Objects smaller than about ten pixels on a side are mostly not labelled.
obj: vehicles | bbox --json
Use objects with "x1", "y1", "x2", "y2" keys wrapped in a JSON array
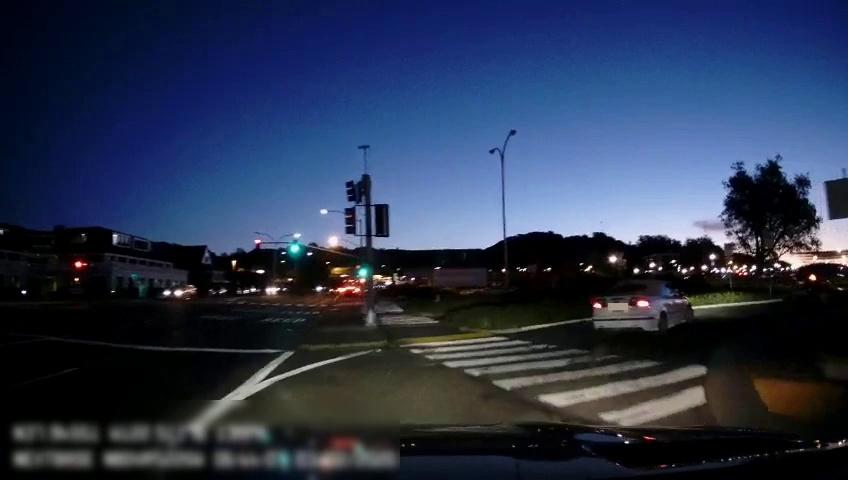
[
  {"x1": 592, "y1": 279, "x2": 696, "y2": 340},
  {"x1": 789, "y1": 262, "x2": 848, "y2": 309},
  {"x1": 163, "y1": 283, "x2": 193, "y2": 301}
]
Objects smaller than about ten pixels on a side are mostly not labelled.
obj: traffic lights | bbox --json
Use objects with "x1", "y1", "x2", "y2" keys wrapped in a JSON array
[
  {"x1": 344, "y1": 206, "x2": 358, "y2": 235},
  {"x1": 358, "y1": 263, "x2": 365, "y2": 278},
  {"x1": 342, "y1": 179, "x2": 356, "y2": 202},
  {"x1": 292, "y1": 239, "x2": 299, "y2": 255},
  {"x1": 254, "y1": 237, "x2": 261, "y2": 250},
  {"x1": 374, "y1": 203, "x2": 390, "y2": 238}
]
